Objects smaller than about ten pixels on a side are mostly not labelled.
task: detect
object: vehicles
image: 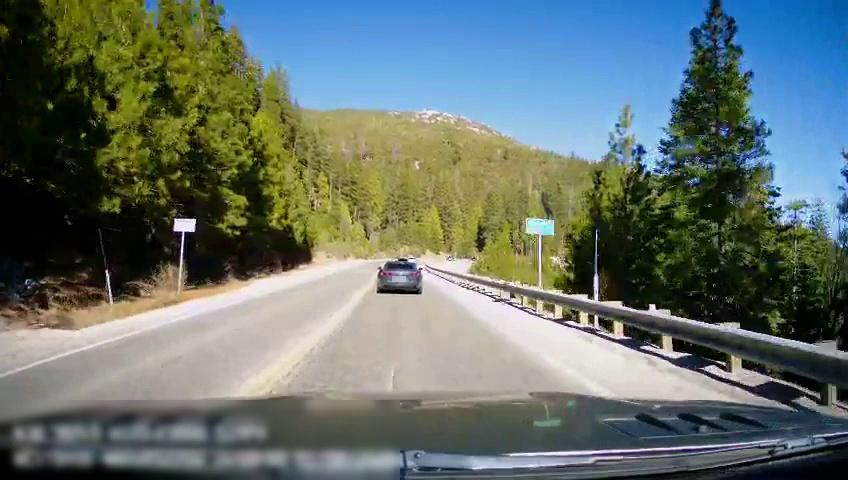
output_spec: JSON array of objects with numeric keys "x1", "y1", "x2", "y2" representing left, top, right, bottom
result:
[
  {"x1": 395, "y1": 256, "x2": 411, "y2": 270},
  {"x1": 377, "y1": 260, "x2": 423, "y2": 294}
]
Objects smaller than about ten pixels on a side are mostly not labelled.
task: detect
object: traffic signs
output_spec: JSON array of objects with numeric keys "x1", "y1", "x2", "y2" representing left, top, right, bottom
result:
[{"x1": 524, "y1": 217, "x2": 556, "y2": 235}]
